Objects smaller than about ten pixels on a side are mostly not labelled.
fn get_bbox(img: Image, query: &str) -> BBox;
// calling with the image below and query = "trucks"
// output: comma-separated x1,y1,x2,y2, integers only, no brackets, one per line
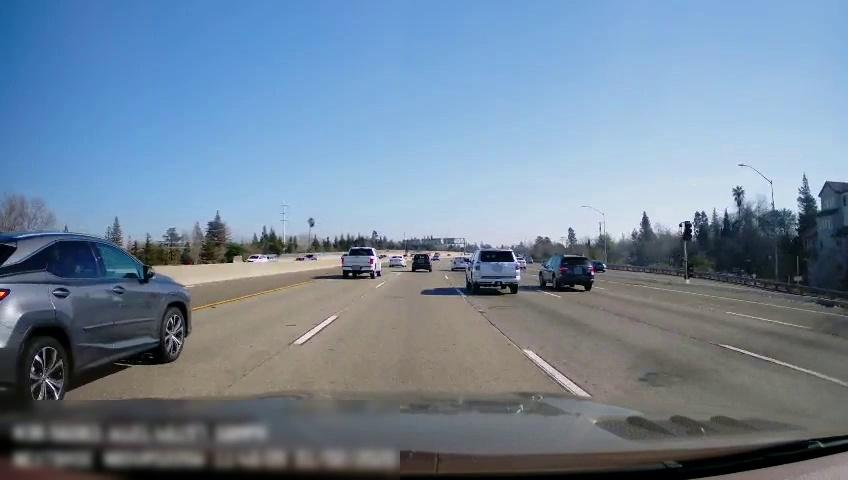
340,247,384,280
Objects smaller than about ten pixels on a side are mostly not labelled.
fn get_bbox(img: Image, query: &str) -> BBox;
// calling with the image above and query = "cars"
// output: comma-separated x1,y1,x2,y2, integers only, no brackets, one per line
450,256,470,272
388,254,407,268
588,260,607,273
512,256,527,269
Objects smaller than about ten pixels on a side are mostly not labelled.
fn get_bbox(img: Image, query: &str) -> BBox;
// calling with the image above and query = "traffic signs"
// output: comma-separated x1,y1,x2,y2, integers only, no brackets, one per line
431,238,441,245
443,237,455,245
407,239,418,247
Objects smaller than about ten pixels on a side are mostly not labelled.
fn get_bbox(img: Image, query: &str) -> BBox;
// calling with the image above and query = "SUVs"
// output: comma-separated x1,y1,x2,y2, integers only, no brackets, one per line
0,231,193,418
410,253,432,273
247,253,269,264
463,248,522,295
537,254,595,291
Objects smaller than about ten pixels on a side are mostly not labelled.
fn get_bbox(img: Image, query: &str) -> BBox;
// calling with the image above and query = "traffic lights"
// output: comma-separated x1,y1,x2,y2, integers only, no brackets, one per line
684,265,694,279
798,260,806,274
793,239,801,253
683,220,693,241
